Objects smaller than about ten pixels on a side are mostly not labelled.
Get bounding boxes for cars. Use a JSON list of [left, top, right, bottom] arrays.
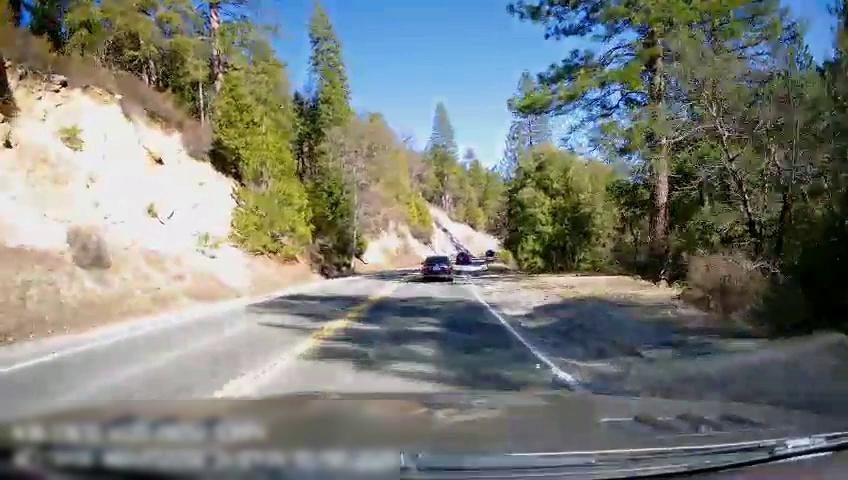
[[455, 252, 472, 265], [421, 255, 455, 282]]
